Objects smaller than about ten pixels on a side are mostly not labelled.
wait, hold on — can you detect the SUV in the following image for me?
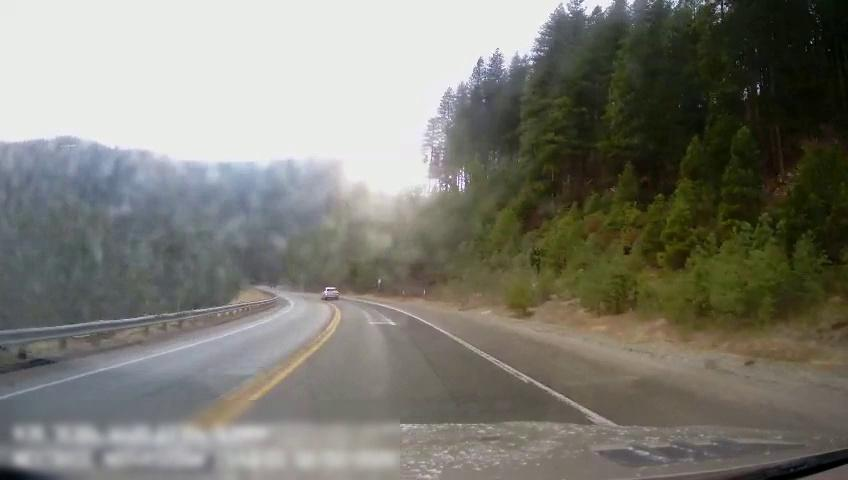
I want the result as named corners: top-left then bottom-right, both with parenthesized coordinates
top-left (320, 287), bottom-right (340, 302)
